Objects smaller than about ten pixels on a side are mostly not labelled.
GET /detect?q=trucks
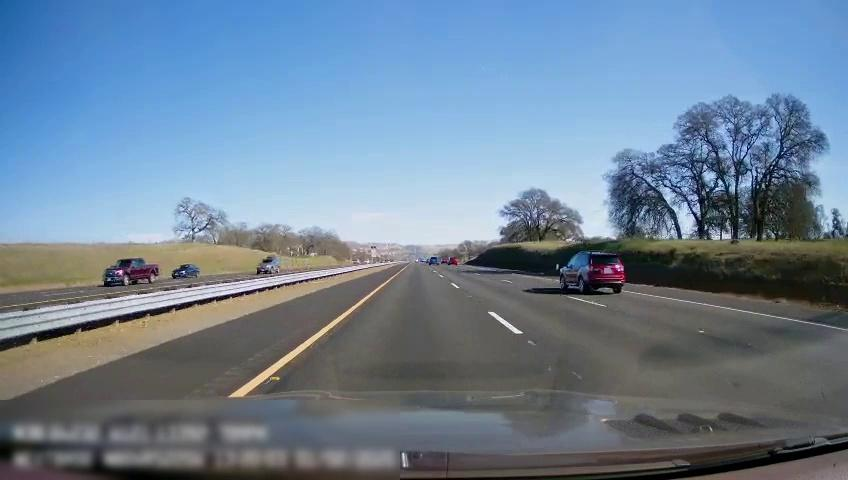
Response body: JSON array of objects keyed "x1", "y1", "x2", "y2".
[{"x1": 102, "y1": 257, "x2": 161, "y2": 287}]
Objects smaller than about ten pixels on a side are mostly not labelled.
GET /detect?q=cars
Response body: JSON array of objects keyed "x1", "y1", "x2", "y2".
[{"x1": 171, "y1": 263, "x2": 200, "y2": 280}]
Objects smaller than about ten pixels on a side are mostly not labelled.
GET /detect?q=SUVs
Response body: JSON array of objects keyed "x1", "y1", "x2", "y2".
[
  {"x1": 256, "y1": 258, "x2": 281, "y2": 274},
  {"x1": 558, "y1": 251, "x2": 624, "y2": 296}
]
